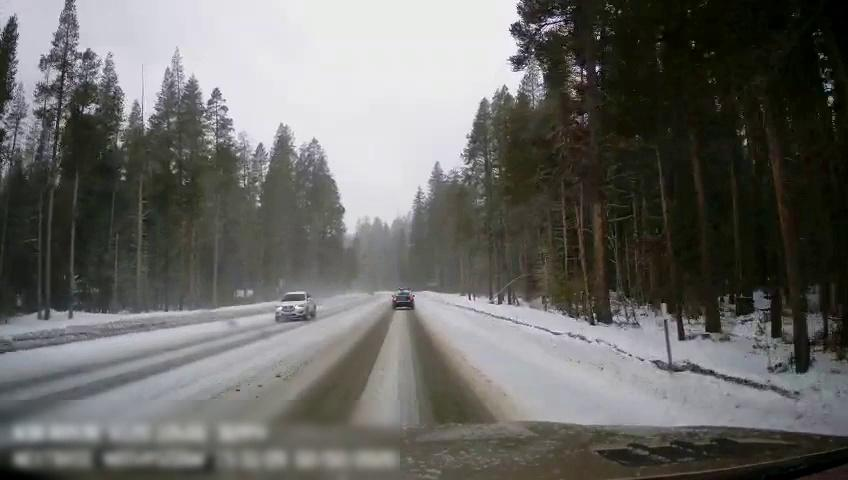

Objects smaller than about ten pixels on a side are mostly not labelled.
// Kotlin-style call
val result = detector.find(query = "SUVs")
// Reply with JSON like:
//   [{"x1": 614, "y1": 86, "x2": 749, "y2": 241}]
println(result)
[
  {"x1": 391, "y1": 287, "x2": 415, "y2": 310},
  {"x1": 274, "y1": 291, "x2": 317, "y2": 322}
]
